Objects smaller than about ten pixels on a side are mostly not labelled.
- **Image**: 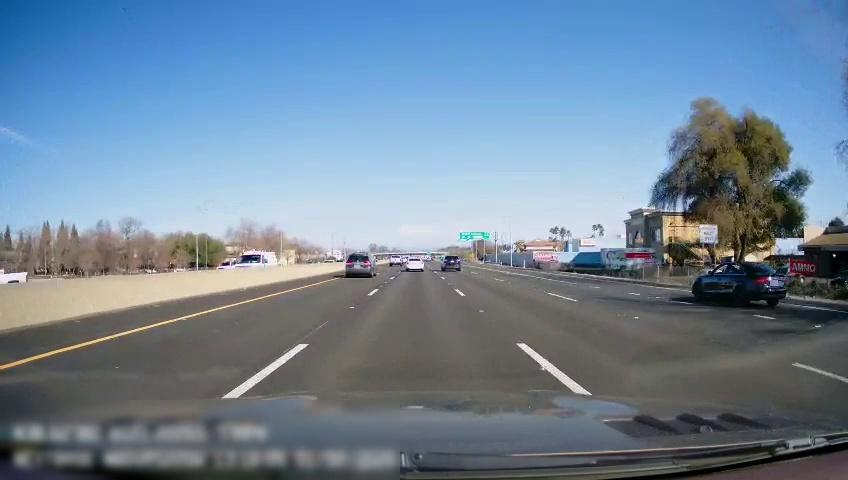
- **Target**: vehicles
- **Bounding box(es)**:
[344,253,377,279]
[389,254,403,267]
[215,258,248,271]
[405,257,424,272]
[692,261,788,308]
[0,268,28,285]
[233,251,278,271]
[440,255,461,272]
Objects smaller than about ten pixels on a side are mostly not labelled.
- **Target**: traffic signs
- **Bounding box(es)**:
[699,224,719,244]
